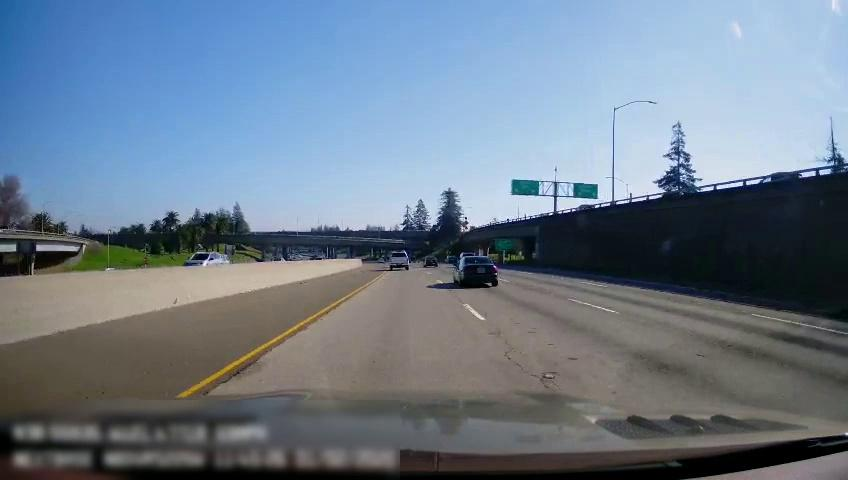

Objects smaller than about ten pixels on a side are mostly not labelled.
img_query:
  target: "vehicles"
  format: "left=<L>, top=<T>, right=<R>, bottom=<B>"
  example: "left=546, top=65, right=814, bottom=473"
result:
left=455, top=251, right=476, bottom=269
left=183, top=251, right=231, bottom=268
left=757, top=170, right=804, bottom=185
left=389, top=250, right=410, bottom=271
left=453, top=255, right=499, bottom=289
left=424, top=256, right=438, bottom=268
left=574, top=204, right=596, bottom=212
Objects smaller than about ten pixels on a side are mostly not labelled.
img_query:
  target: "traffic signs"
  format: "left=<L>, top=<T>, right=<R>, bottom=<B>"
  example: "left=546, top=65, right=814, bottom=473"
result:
left=573, top=182, right=599, bottom=200
left=496, top=239, right=513, bottom=251
left=511, top=179, right=540, bottom=196
left=224, top=244, right=236, bottom=255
